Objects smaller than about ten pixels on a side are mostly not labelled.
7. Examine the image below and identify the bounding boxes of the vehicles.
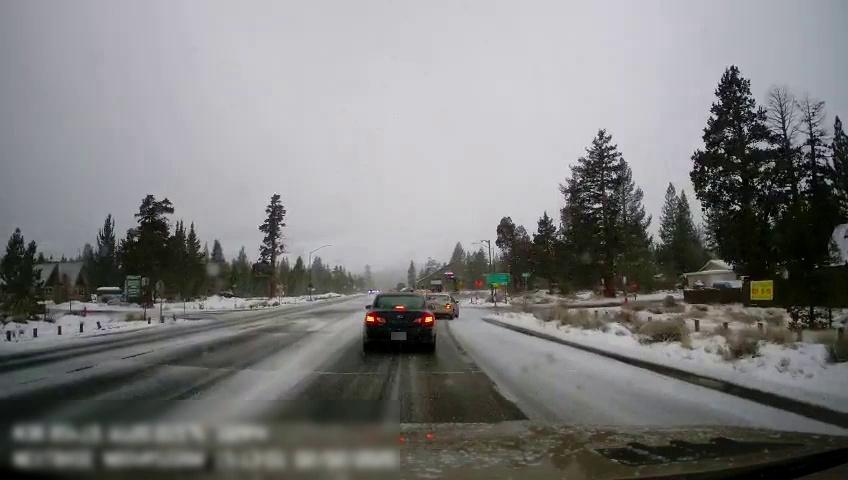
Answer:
[425,295,460,319]
[363,292,436,354]
[736,275,751,285]
[711,281,744,290]
[400,287,414,293]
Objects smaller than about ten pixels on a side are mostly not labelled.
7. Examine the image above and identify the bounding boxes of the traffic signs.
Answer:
[487,273,512,285]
